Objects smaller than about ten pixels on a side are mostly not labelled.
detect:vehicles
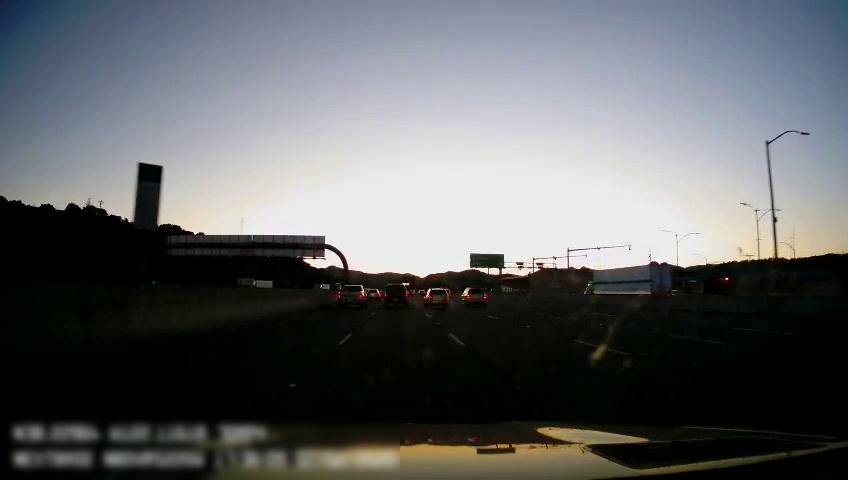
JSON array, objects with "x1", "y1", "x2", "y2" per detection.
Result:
[
  {"x1": 385, "y1": 283, "x2": 410, "y2": 307},
  {"x1": 424, "y1": 288, "x2": 452, "y2": 308},
  {"x1": 462, "y1": 287, "x2": 491, "y2": 309},
  {"x1": 248, "y1": 280, "x2": 273, "y2": 289},
  {"x1": 368, "y1": 288, "x2": 381, "y2": 301},
  {"x1": 315, "y1": 283, "x2": 330, "y2": 290},
  {"x1": 337, "y1": 284, "x2": 368, "y2": 309},
  {"x1": 583, "y1": 262, "x2": 671, "y2": 296}
]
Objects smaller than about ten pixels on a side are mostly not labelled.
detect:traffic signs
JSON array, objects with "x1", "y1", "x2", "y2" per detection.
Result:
[{"x1": 469, "y1": 253, "x2": 505, "y2": 269}]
